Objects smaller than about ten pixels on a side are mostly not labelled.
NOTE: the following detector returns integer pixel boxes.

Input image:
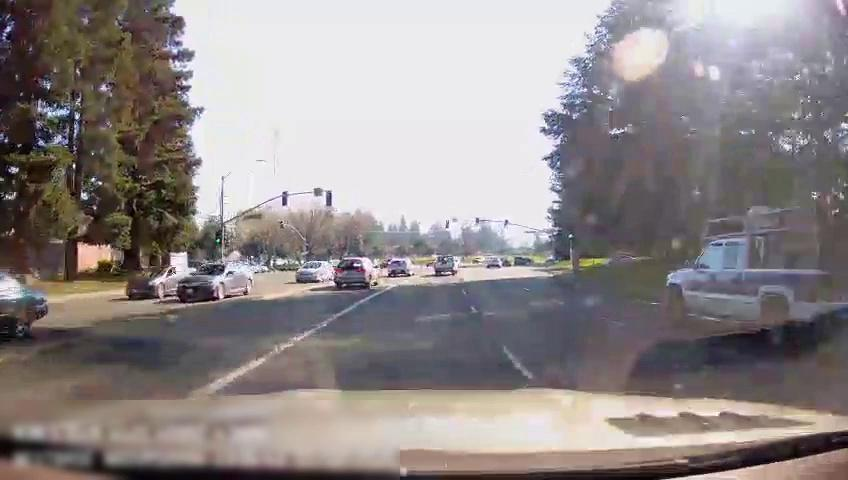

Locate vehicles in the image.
[0,265,50,342]
[485,255,503,268]
[661,198,848,328]
[514,256,526,266]
[125,264,198,300]
[434,255,460,278]
[174,263,255,304]
[387,258,418,278]
[295,260,335,282]
[332,256,383,290]
[502,257,512,267]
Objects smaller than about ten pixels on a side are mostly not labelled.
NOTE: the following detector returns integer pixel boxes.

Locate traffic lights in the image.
[277,218,287,231]
[214,231,222,251]
[325,190,333,208]
[568,229,577,240]
[281,190,289,207]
